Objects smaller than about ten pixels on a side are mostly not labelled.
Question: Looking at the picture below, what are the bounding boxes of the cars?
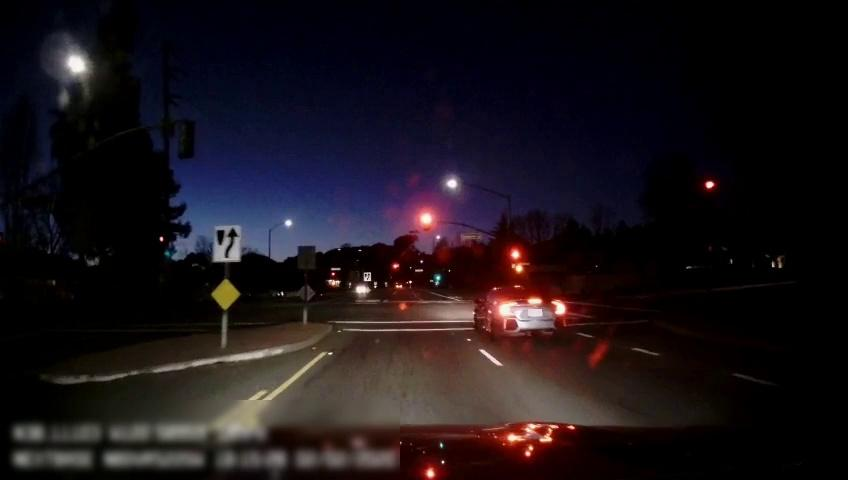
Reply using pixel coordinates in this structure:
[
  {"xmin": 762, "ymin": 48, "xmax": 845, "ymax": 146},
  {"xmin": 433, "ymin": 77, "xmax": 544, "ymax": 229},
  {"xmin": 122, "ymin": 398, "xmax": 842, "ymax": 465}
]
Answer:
[{"xmin": 472, "ymin": 285, "xmax": 559, "ymax": 343}]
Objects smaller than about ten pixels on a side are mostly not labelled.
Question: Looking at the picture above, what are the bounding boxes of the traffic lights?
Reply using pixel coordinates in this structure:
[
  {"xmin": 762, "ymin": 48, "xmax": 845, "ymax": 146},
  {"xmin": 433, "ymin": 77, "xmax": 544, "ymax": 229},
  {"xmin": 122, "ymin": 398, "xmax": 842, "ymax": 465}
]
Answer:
[
  {"xmin": 423, "ymin": 215, "xmax": 429, "ymax": 232},
  {"xmin": 513, "ymin": 251, "xmax": 518, "ymax": 263},
  {"xmin": 178, "ymin": 119, "xmax": 196, "ymax": 159},
  {"xmin": 159, "ymin": 236, "xmax": 164, "ymax": 255}
]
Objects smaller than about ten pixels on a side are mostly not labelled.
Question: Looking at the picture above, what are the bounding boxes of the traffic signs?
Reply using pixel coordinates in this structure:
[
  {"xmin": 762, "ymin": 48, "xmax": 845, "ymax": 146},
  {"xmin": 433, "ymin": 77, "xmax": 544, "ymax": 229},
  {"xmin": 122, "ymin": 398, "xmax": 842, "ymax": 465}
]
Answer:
[
  {"xmin": 212, "ymin": 225, "xmax": 242, "ymax": 263},
  {"xmin": 210, "ymin": 278, "xmax": 241, "ymax": 311}
]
